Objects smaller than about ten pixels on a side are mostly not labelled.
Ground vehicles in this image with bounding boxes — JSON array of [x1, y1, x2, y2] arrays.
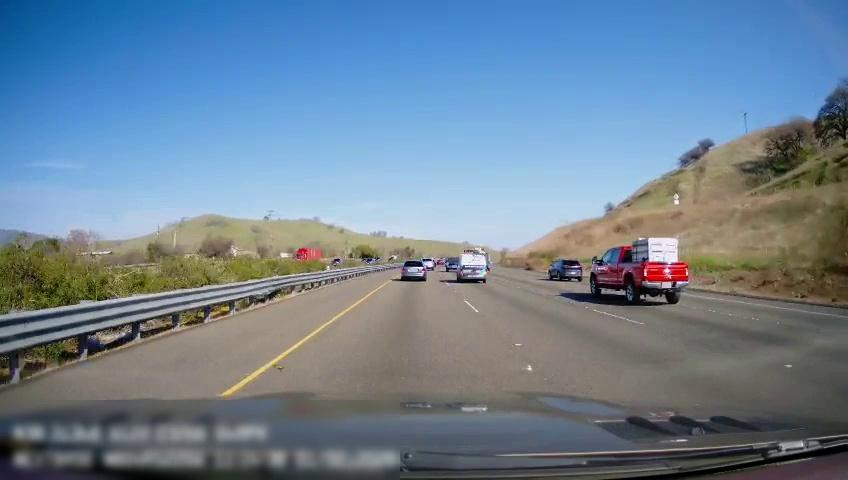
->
[[419, 257, 435, 271], [445, 256, 461, 272], [401, 258, 427, 282], [456, 247, 488, 283], [589, 236, 689, 307], [548, 258, 584, 282], [295, 247, 322, 262], [331, 258, 345, 266]]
